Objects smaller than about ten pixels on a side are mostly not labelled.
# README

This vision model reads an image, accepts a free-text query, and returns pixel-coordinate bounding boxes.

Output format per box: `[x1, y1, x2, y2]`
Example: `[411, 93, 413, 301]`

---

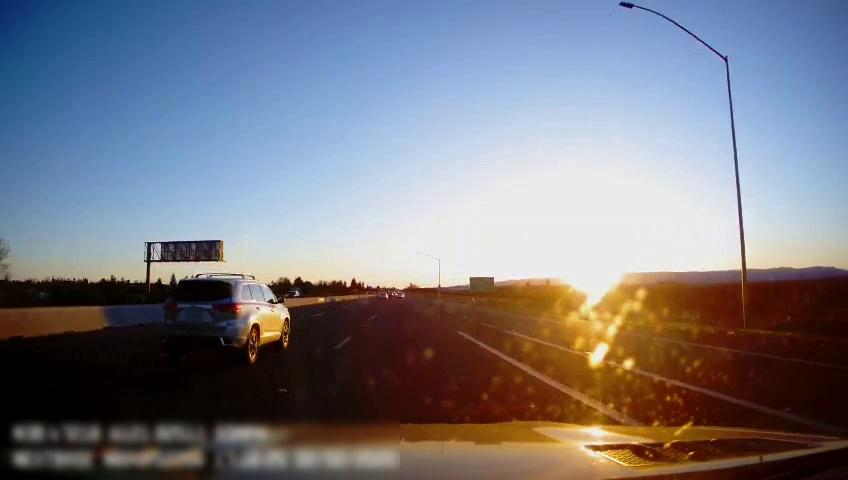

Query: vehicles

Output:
[160, 271, 293, 368]
[286, 289, 301, 298]
[377, 291, 389, 300]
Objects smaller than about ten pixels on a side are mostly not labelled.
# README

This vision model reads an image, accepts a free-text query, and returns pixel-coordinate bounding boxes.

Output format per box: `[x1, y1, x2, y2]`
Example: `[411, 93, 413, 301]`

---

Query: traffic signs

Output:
[469, 276, 495, 293]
